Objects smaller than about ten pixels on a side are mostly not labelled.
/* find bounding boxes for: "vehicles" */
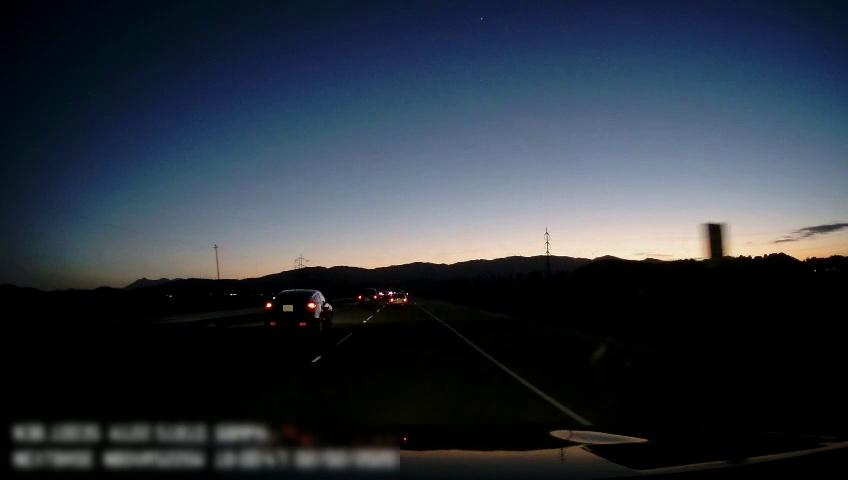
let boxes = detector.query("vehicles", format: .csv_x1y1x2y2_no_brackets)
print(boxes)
263,289,332,335
361,288,381,304
389,292,408,306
